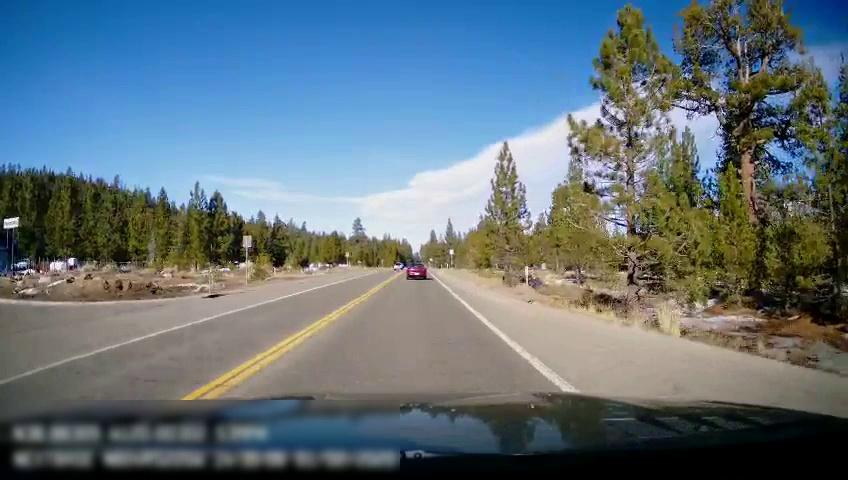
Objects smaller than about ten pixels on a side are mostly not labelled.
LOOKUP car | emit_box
[406,261,428,280]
